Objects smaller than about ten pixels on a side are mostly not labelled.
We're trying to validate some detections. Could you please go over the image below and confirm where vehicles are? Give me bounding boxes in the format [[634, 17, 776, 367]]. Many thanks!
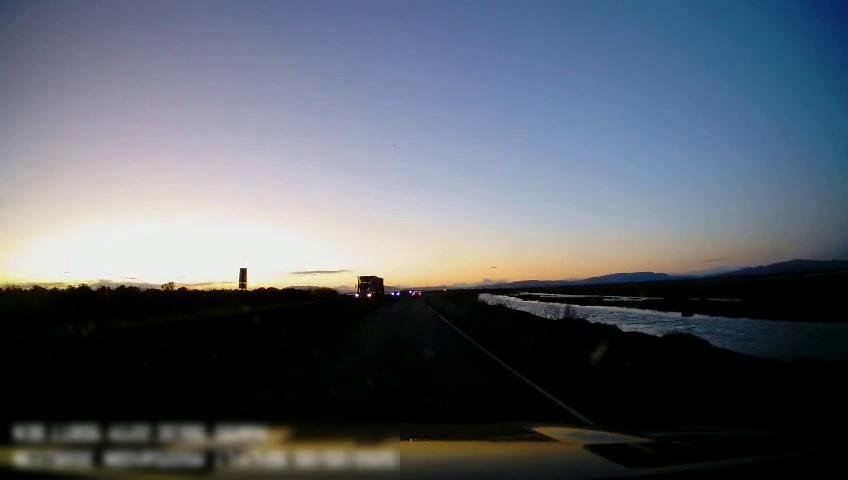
[[354, 275, 385, 300], [411, 290, 422, 298], [390, 290, 402, 297]]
